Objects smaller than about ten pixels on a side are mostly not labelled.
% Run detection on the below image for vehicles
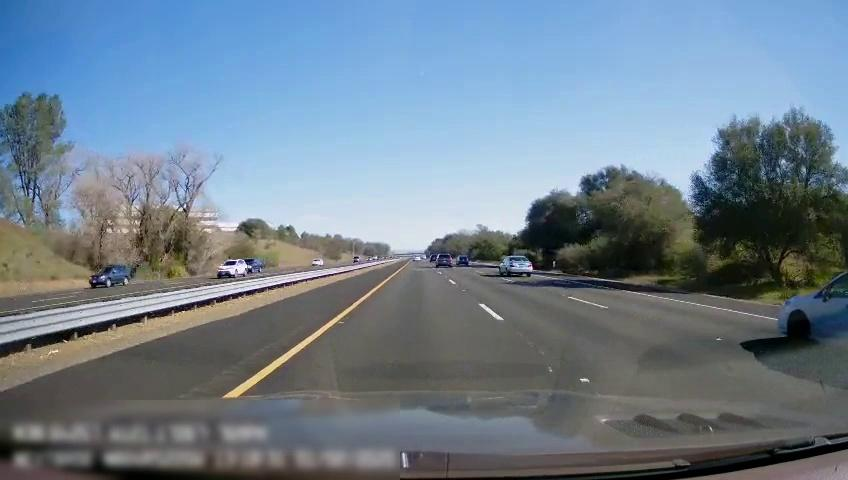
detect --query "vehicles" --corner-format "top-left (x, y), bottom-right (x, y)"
top-left (311, 257), bottom-right (324, 267)
top-left (216, 259), bottom-right (248, 279)
top-left (88, 265), bottom-right (129, 289)
top-left (244, 257), bottom-right (264, 274)
top-left (456, 256), bottom-right (468, 266)
top-left (498, 255), bottom-right (534, 277)
top-left (435, 253), bottom-right (453, 268)
top-left (776, 271), bottom-right (848, 356)
top-left (351, 255), bottom-right (362, 264)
